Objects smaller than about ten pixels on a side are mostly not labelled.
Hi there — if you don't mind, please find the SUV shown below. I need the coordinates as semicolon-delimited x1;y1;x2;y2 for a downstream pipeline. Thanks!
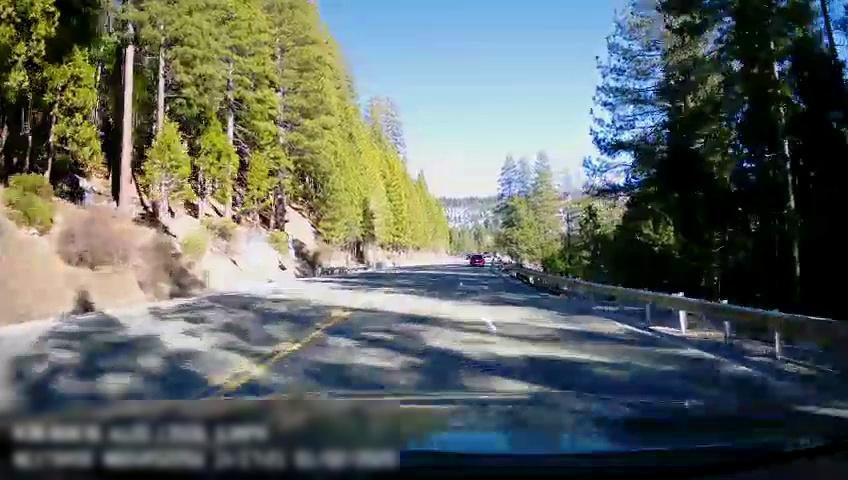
469;254;486;267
